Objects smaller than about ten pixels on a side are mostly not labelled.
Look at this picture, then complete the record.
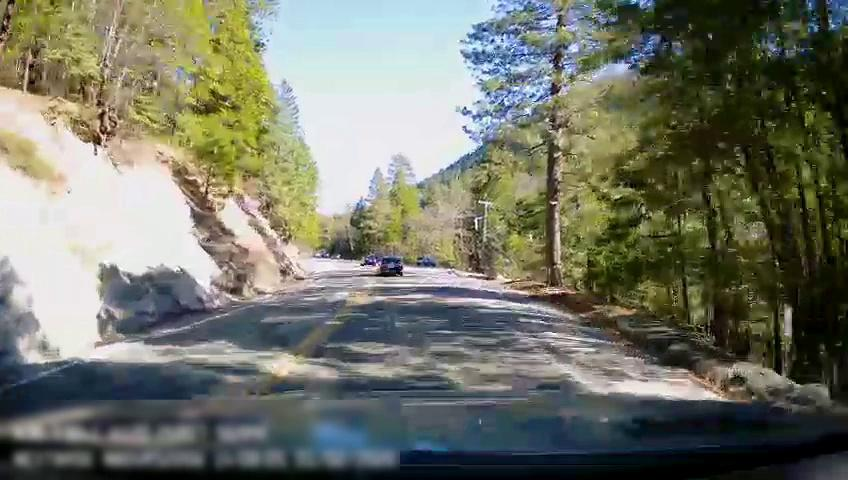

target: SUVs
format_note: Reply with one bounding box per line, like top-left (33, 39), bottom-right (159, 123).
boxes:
top-left (416, 256), bottom-right (437, 268)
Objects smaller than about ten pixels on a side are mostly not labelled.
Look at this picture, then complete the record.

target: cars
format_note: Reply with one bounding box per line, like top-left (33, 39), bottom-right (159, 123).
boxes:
top-left (377, 257), bottom-right (404, 277)
top-left (363, 254), bottom-right (376, 266)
